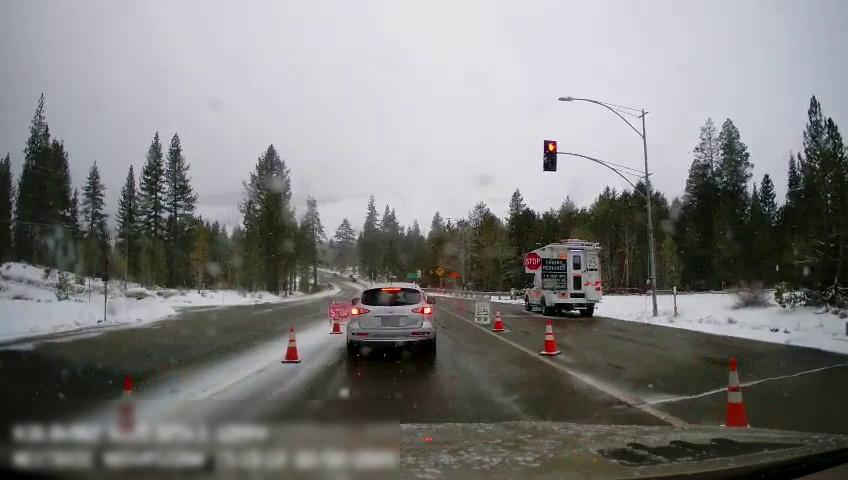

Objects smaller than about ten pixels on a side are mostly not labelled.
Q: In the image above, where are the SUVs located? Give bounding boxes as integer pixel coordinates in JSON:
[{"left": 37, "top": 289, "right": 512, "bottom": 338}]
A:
[{"left": 345, "top": 282, "right": 437, "bottom": 352}]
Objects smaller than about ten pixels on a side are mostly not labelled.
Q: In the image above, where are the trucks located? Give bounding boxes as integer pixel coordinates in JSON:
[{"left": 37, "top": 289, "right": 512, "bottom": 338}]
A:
[{"left": 523, "top": 238, "right": 603, "bottom": 318}]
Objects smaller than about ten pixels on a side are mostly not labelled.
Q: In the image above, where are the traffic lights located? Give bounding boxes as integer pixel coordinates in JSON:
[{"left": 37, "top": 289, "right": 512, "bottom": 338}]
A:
[{"left": 542, "top": 139, "right": 557, "bottom": 173}]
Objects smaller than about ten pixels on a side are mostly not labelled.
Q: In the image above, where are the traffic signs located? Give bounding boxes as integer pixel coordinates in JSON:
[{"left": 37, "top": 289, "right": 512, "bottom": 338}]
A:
[
  {"left": 473, "top": 299, "right": 492, "bottom": 319},
  {"left": 586, "top": 254, "right": 600, "bottom": 270},
  {"left": 328, "top": 301, "right": 350, "bottom": 321},
  {"left": 435, "top": 267, "right": 445, "bottom": 278},
  {"left": 407, "top": 272, "right": 418, "bottom": 279},
  {"left": 541, "top": 256, "right": 569, "bottom": 274},
  {"left": 523, "top": 251, "right": 541, "bottom": 272},
  {"left": 541, "top": 271, "right": 568, "bottom": 291},
  {"left": 448, "top": 271, "right": 460, "bottom": 278}
]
